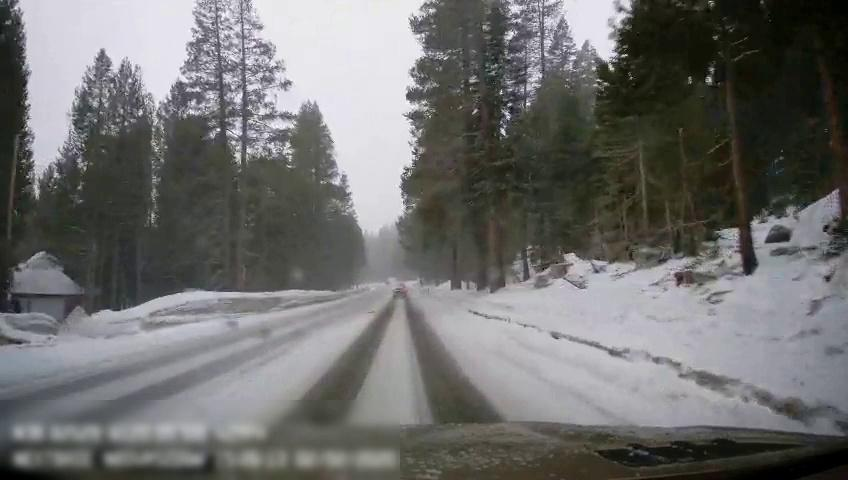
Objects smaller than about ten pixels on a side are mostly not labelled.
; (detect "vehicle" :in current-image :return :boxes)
[392,286,407,299]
